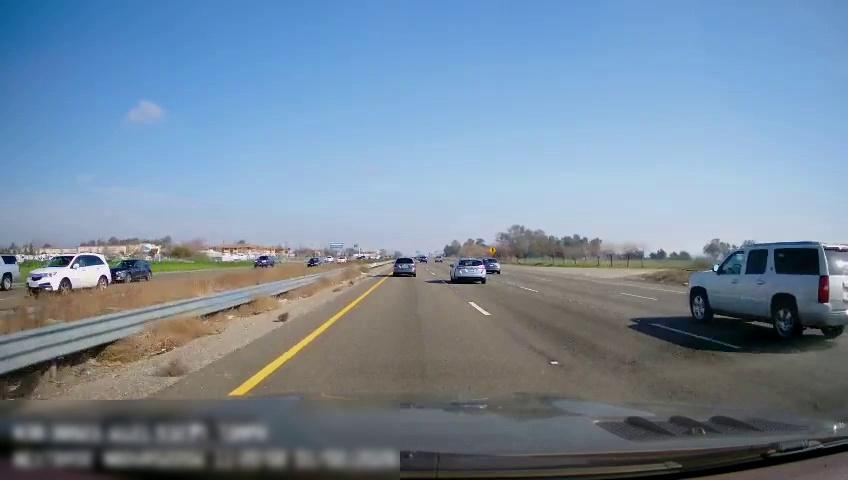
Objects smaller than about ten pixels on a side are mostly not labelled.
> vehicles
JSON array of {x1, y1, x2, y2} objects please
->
[
  {"x1": 25, "y1": 251, "x2": 113, "y2": 299},
  {"x1": 306, "y1": 257, "x2": 323, "y2": 268},
  {"x1": 336, "y1": 256, "x2": 350, "y2": 265},
  {"x1": 481, "y1": 257, "x2": 501, "y2": 275},
  {"x1": 108, "y1": 257, "x2": 153, "y2": 284},
  {"x1": 323, "y1": 255, "x2": 335, "y2": 264},
  {"x1": 391, "y1": 257, "x2": 416, "y2": 278},
  {"x1": 448, "y1": 257, "x2": 487, "y2": 284},
  {"x1": 0, "y1": 254, "x2": 21, "y2": 292},
  {"x1": 254, "y1": 255, "x2": 276, "y2": 269},
  {"x1": 688, "y1": 241, "x2": 848, "y2": 343}
]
